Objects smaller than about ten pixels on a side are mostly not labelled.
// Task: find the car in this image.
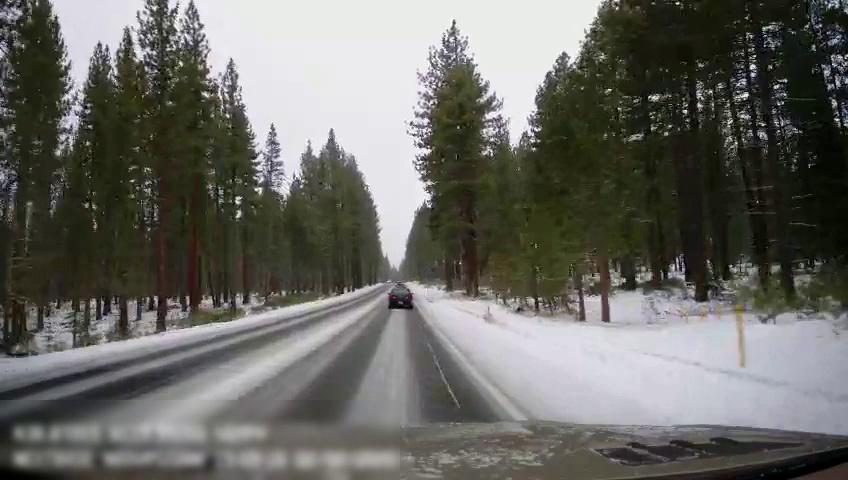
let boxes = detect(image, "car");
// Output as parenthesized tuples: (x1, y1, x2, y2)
(387, 287, 414, 310)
